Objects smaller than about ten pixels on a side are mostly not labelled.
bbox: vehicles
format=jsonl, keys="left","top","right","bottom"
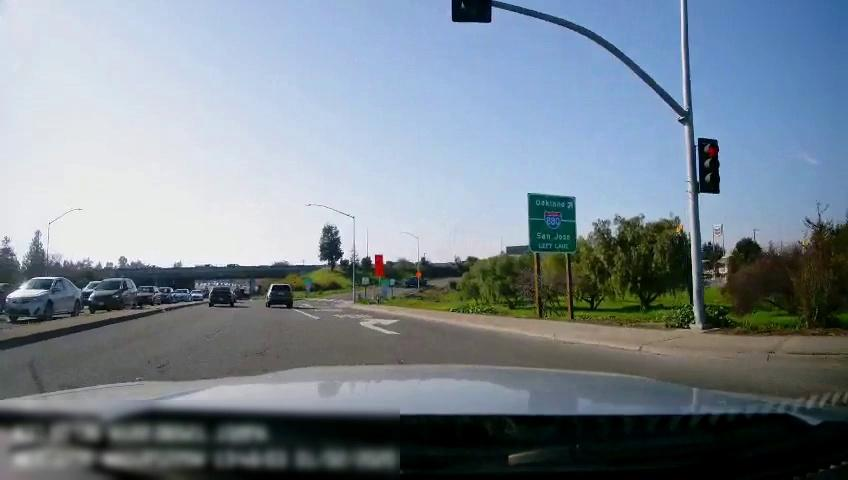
{"left": 4, "top": 276, "right": 83, "bottom": 322}
{"left": 156, "top": 286, "right": 177, "bottom": 304}
{"left": 227, "top": 287, "right": 237, "bottom": 303}
{"left": 173, "top": 288, "right": 193, "bottom": 302}
{"left": 188, "top": 289, "right": 205, "bottom": 301}
{"left": 405, "top": 276, "right": 428, "bottom": 288}
{"left": 0, "top": 282, "right": 13, "bottom": 313}
{"left": 207, "top": 285, "right": 236, "bottom": 308}
{"left": 87, "top": 277, "right": 138, "bottom": 314}
{"left": 264, "top": 283, "right": 294, "bottom": 309}
{"left": 77, "top": 280, "right": 106, "bottom": 311}
{"left": 226, "top": 263, "right": 241, "bottom": 267}
{"left": 134, "top": 285, "right": 162, "bottom": 308}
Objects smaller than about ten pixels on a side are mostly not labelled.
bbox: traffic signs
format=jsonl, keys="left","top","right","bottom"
{"left": 526, "top": 191, "right": 578, "bottom": 256}
{"left": 380, "top": 279, "right": 391, "bottom": 289}
{"left": 373, "top": 253, "right": 385, "bottom": 278}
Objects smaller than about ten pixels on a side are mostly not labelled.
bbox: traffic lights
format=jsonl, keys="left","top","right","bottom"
{"left": 450, "top": 0, "right": 493, "bottom": 25}
{"left": 695, "top": 136, "right": 722, "bottom": 195}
